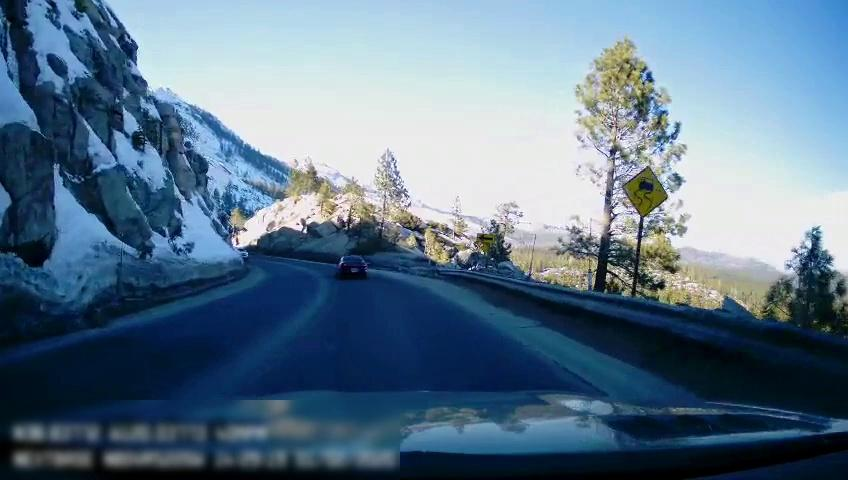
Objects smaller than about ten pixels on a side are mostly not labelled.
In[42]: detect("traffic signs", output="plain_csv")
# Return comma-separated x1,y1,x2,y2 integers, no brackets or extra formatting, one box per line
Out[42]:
623,165,669,218
475,234,497,245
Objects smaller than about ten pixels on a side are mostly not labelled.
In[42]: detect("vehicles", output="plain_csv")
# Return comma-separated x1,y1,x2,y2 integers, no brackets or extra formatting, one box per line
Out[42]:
336,255,368,280
237,249,249,260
